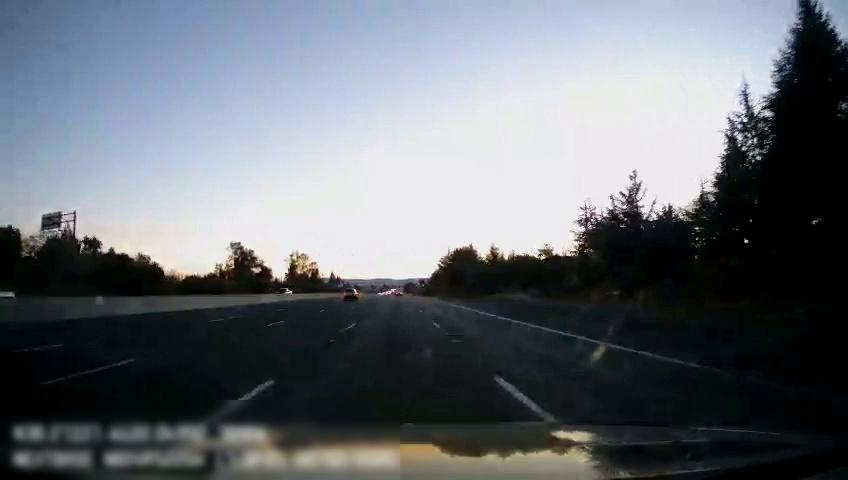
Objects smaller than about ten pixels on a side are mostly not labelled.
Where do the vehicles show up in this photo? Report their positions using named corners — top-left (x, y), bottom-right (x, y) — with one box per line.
top-left (343, 288), bottom-right (359, 301)
top-left (0, 291), bottom-right (16, 301)
top-left (275, 288), bottom-right (292, 295)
